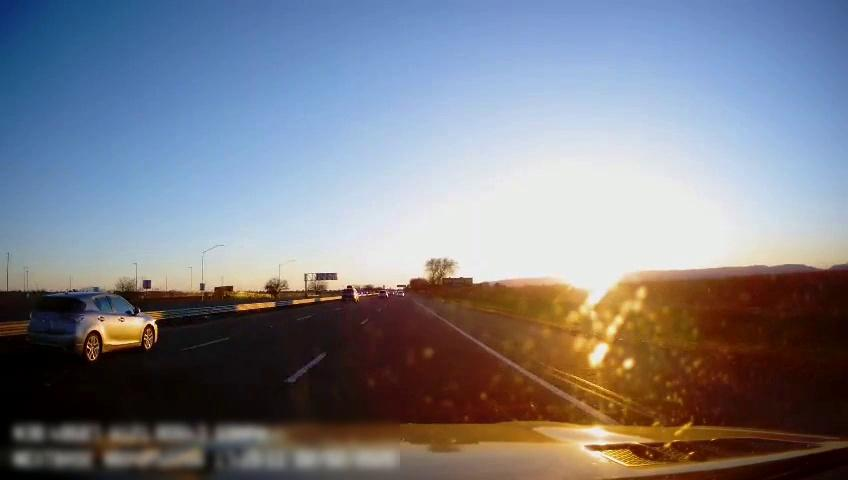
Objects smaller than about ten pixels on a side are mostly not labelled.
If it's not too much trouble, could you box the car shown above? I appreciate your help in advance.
[26,292,159,368]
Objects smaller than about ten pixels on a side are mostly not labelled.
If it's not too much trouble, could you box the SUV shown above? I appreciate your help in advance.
[341,284,360,304]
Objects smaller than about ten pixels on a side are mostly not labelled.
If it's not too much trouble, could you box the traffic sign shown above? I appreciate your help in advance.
[442,277,474,292]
